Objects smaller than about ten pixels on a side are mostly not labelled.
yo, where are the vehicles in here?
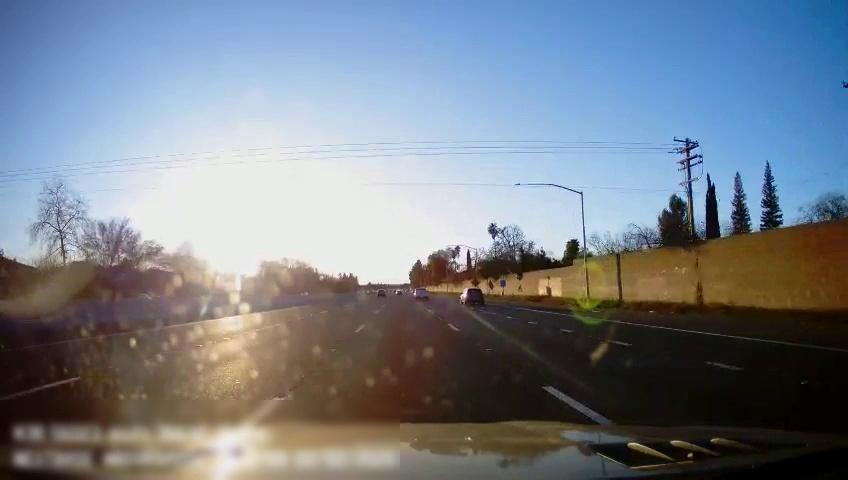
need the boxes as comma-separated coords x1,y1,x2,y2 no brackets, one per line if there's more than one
413,287,429,301
459,287,484,306
125,291,152,303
